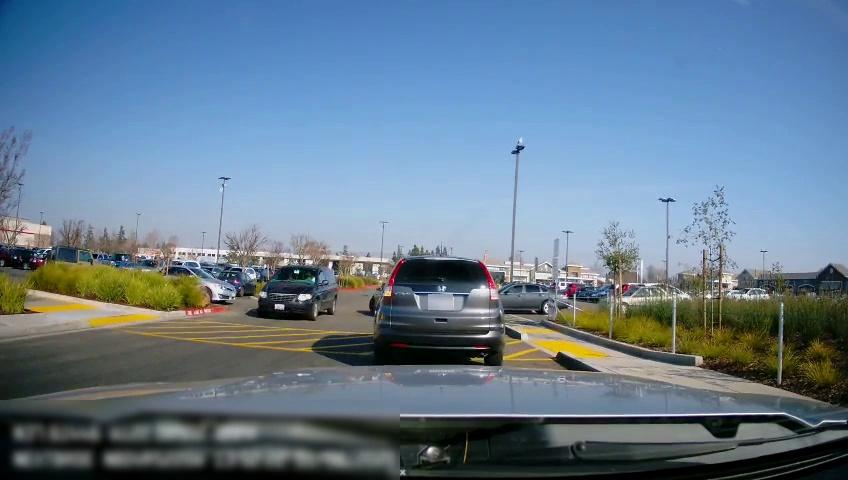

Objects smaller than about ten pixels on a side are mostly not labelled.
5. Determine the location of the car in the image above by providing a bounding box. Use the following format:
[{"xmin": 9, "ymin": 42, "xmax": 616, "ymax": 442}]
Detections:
[{"xmin": 497, "ymin": 281, "xmax": 571, "ymax": 316}]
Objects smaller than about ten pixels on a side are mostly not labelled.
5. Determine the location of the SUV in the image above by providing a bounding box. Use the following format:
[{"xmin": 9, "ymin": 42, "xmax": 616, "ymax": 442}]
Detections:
[{"xmin": 372, "ymin": 256, "xmax": 506, "ymax": 368}]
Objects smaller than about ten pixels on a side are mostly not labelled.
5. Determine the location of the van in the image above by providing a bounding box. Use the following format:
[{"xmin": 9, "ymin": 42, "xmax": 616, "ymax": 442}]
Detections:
[{"xmin": 255, "ymin": 265, "xmax": 339, "ymax": 321}]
